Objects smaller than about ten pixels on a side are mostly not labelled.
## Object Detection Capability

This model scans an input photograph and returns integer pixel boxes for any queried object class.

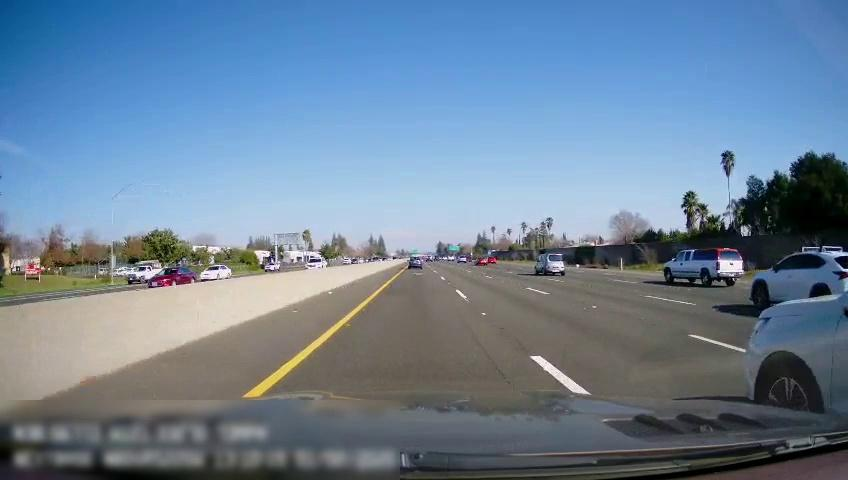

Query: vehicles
[304,257,328,270]
[147,266,197,289]
[407,255,425,270]
[474,255,490,266]
[342,258,352,265]
[742,288,848,418]
[487,256,498,265]
[127,265,162,285]
[750,252,848,311]
[199,265,233,282]
[264,262,281,271]
[532,253,566,277]
[457,255,468,264]
[662,247,745,288]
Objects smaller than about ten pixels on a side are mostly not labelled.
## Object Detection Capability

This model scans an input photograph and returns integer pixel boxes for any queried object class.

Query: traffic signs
[448,245,461,252]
